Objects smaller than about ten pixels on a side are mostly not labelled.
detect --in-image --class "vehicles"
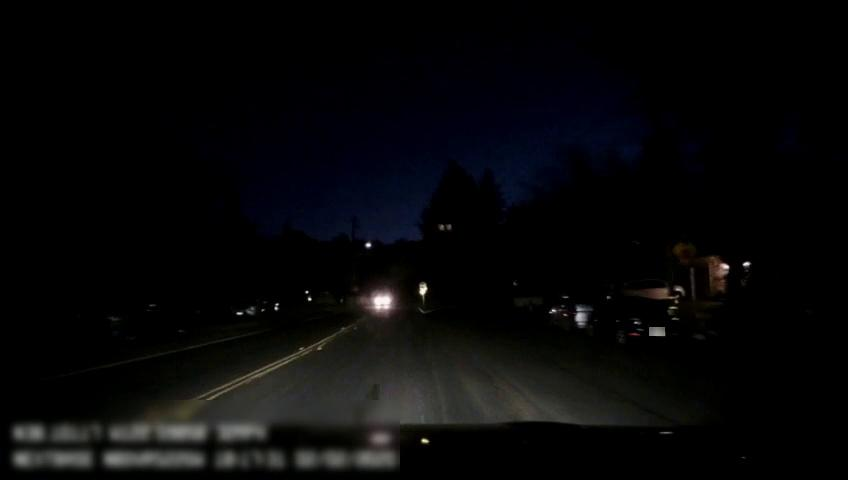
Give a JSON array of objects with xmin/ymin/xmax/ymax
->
[
  {"xmin": 586, "ymin": 296, "xmax": 680, "ymax": 347},
  {"xmin": 230, "ymin": 295, "xmax": 280, "ymax": 320},
  {"xmin": 70, "ymin": 291, "xmax": 196, "ymax": 351},
  {"xmin": 624, "ymin": 279, "xmax": 686, "ymax": 300},
  {"xmin": 547, "ymin": 293, "xmax": 605, "ymax": 336}
]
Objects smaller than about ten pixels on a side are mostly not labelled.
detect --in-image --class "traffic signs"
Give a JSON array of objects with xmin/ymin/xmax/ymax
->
[{"xmin": 671, "ymin": 237, "xmax": 698, "ymax": 265}]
